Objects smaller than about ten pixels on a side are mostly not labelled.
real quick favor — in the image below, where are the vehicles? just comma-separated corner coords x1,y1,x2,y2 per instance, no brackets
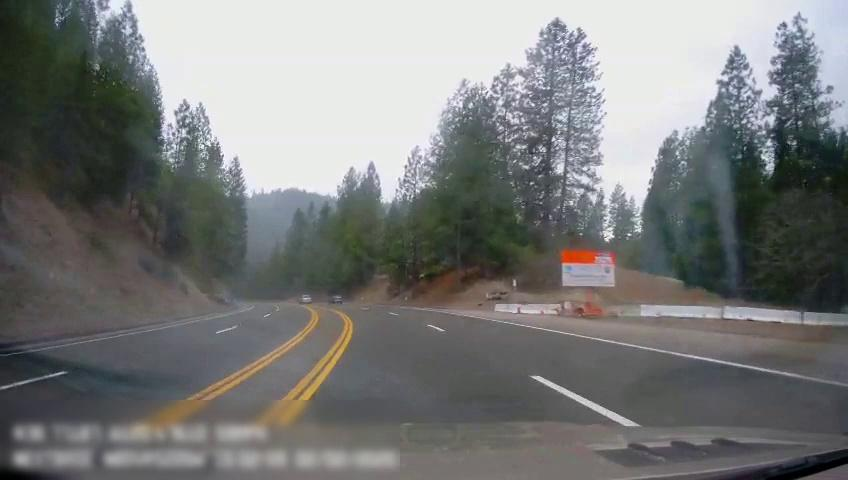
299,294,312,304
329,296,342,304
